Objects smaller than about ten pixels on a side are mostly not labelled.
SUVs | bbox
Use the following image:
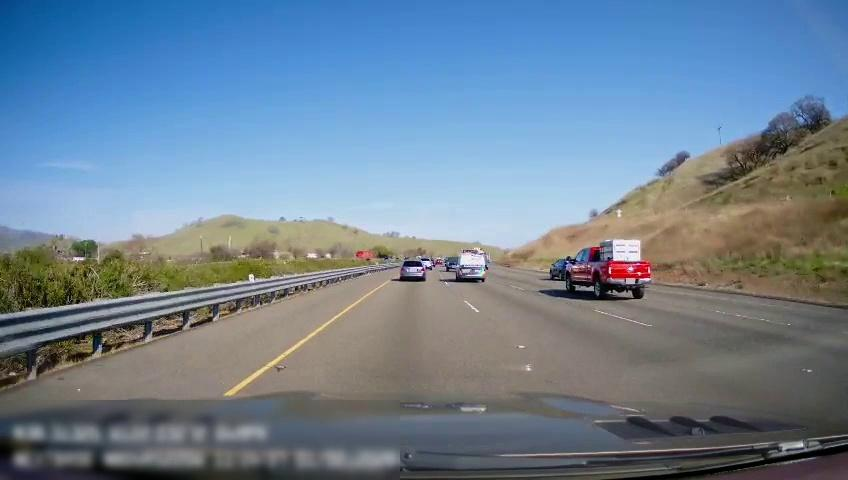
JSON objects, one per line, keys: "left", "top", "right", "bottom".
{"left": 400, "top": 258, "right": 426, "bottom": 281}
{"left": 419, "top": 257, "right": 433, "bottom": 271}
{"left": 548, "top": 258, "right": 566, "bottom": 281}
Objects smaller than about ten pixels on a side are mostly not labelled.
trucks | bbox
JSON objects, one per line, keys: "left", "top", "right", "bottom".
{"left": 564, "top": 238, "right": 654, "bottom": 300}
{"left": 445, "top": 256, "right": 462, "bottom": 272}
{"left": 355, "top": 249, "right": 378, "bottom": 261}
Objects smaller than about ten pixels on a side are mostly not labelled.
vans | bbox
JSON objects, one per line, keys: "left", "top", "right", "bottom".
{"left": 456, "top": 247, "right": 487, "bottom": 283}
